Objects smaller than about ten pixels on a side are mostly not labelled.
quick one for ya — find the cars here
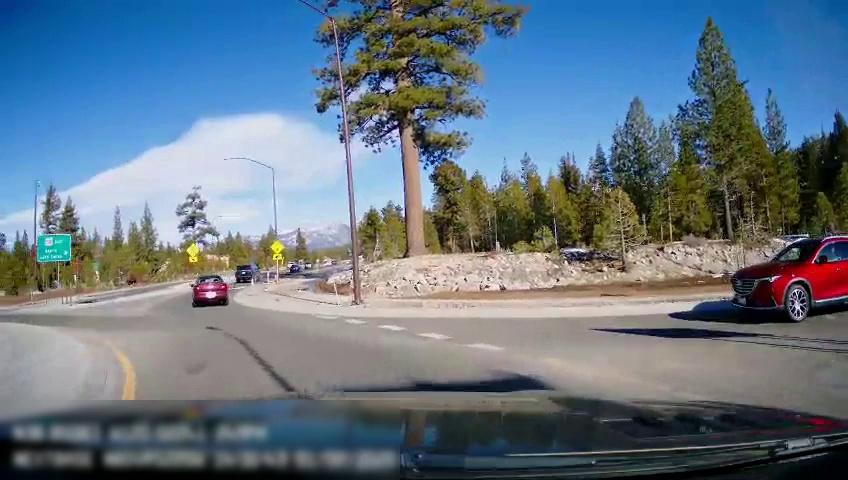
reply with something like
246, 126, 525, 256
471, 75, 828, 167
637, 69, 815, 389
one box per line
189, 276, 229, 307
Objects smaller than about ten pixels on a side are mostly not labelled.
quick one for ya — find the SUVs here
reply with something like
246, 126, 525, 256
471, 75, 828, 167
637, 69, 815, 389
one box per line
730, 232, 848, 323
235, 264, 259, 283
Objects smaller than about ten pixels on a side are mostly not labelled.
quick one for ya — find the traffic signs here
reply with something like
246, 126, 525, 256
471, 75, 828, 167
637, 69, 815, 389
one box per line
37, 234, 72, 263
273, 254, 285, 260
187, 243, 200, 257
270, 240, 285, 254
